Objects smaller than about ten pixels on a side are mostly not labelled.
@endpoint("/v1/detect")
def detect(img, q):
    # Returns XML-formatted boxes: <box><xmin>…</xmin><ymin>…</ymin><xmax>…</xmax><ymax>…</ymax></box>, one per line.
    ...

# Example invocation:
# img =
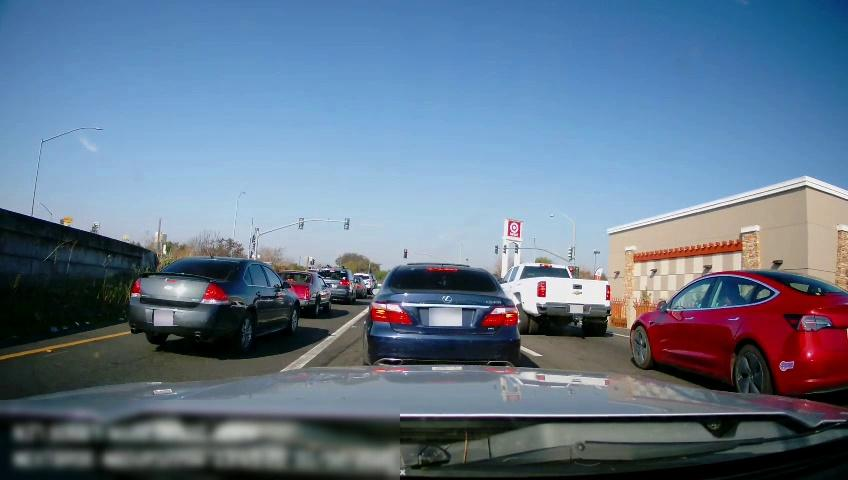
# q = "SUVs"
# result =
<box><xmin>314</xmin><ymin>264</ymin><xmax>359</xmax><ymax>306</ymax></box>
<box><xmin>353</xmin><ymin>272</ymin><xmax>376</xmax><ymax>296</ymax></box>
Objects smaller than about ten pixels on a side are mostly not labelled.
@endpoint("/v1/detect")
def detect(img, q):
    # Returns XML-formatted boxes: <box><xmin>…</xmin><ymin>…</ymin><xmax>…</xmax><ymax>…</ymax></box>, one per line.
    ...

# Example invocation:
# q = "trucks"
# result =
<box><xmin>491</xmin><ymin>263</ymin><xmax>613</xmax><ymax>338</ymax></box>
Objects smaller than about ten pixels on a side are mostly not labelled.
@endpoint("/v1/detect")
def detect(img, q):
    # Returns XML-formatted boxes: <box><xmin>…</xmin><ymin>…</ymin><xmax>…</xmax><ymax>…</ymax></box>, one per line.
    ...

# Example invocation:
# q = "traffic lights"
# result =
<box><xmin>343</xmin><ymin>217</ymin><xmax>350</xmax><ymax>231</ymax></box>
<box><xmin>513</xmin><ymin>242</ymin><xmax>519</xmax><ymax>256</ymax></box>
<box><xmin>502</xmin><ymin>243</ymin><xmax>507</xmax><ymax>255</ymax></box>
<box><xmin>297</xmin><ymin>217</ymin><xmax>305</xmax><ymax>230</ymax></box>
<box><xmin>567</xmin><ymin>247</ymin><xmax>573</xmax><ymax>261</ymax></box>
<box><xmin>403</xmin><ymin>248</ymin><xmax>408</xmax><ymax>260</ymax></box>
<box><xmin>494</xmin><ymin>244</ymin><xmax>499</xmax><ymax>255</ymax></box>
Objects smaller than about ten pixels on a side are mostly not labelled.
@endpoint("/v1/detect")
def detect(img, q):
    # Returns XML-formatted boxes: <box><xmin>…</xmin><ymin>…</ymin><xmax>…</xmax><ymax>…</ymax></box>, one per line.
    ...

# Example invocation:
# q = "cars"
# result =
<box><xmin>361</xmin><ymin>262</ymin><xmax>522</xmax><ymax>367</ymax></box>
<box><xmin>350</xmin><ymin>274</ymin><xmax>370</xmax><ymax>300</ymax></box>
<box><xmin>267</xmin><ymin>268</ymin><xmax>334</xmax><ymax>320</ymax></box>
<box><xmin>125</xmin><ymin>254</ymin><xmax>302</xmax><ymax>357</ymax></box>
<box><xmin>628</xmin><ymin>267</ymin><xmax>848</xmax><ymax>408</ymax></box>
